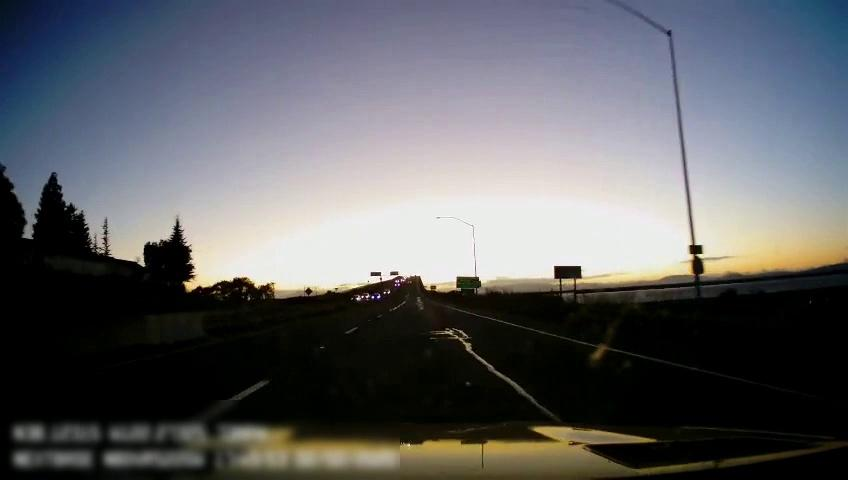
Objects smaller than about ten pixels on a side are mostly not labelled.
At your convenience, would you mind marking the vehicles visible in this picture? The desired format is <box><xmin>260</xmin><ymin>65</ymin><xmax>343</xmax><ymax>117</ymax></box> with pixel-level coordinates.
<box><xmin>350</xmin><ymin>294</ymin><xmax>362</xmax><ymax>303</ymax></box>
<box><xmin>371</xmin><ymin>292</ymin><xmax>382</xmax><ymax>302</ymax></box>
<box><xmin>361</xmin><ymin>292</ymin><xmax>371</xmax><ymax>301</ymax></box>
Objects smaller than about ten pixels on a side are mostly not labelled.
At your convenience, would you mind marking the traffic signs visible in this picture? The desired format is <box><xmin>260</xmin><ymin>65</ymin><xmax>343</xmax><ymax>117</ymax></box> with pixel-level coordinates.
<box><xmin>456</xmin><ymin>276</ymin><xmax>480</xmax><ymax>289</ymax></box>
